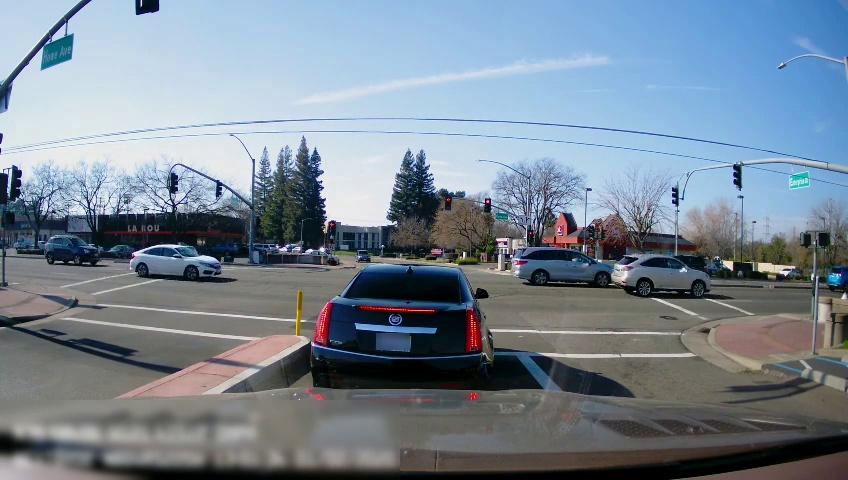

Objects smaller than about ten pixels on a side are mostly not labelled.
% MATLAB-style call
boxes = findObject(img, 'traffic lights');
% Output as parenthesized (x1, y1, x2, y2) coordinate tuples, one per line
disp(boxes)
(328, 222, 336, 236)
(445, 195, 452, 210)
(2, 212, 16, 226)
(732, 162, 742, 188)
(214, 180, 223, 198)
(600, 225, 606, 238)
(588, 225, 595, 238)
(0, 173, 9, 205)
(0, 132, 4, 153)
(169, 173, 178, 194)
(484, 198, 491, 212)
(815, 232, 830, 247)
(134, 0, 159, 16)
(799, 232, 814, 247)
(10, 165, 23, 202)
(527, 228, 534, 241)
(670, 186, 679, 206)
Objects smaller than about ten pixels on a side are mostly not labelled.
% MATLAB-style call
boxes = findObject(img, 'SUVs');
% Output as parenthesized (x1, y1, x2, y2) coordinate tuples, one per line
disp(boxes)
(43, 235, 101, 266)
(613, 254, 712, 298)
(357, 250, 371, 262)
(827, 266, 848, 290)
(671, 255, 712, 276)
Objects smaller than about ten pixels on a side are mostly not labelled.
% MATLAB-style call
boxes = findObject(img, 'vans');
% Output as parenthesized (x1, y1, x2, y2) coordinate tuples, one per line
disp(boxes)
(511, 247, 613, 288)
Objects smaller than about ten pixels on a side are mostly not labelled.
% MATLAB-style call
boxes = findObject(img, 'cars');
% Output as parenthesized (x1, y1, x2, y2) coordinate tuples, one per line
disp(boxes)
(107, 245, 131, 255)
(310, 263, 495, 391)
(129, 245, 223, 281)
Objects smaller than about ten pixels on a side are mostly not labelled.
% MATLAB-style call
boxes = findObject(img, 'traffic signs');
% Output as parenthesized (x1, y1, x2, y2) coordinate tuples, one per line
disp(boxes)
(40, 33, 74, 70)
(496, 212, 508, 219)
(789, 171, 810, 189)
